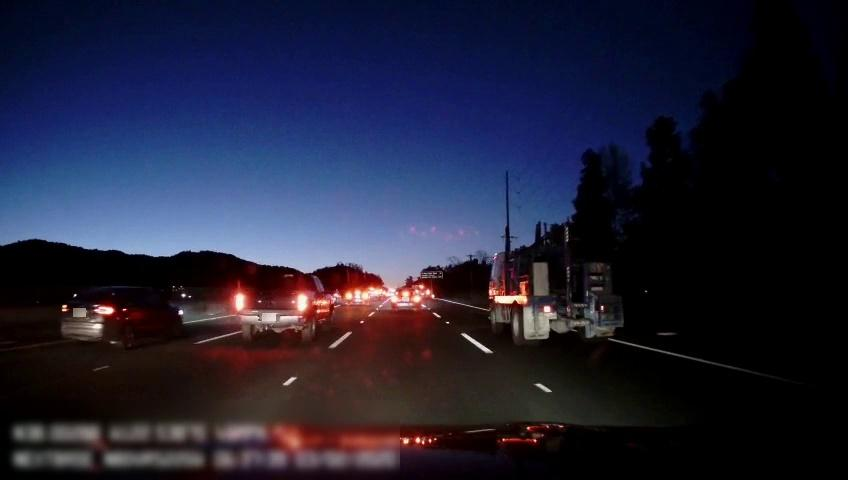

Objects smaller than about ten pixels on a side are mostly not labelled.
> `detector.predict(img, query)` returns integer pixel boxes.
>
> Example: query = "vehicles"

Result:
[60,283,185,351]
[330,286,345,306]
[237,273,335,345]
[352,286,372,303]
[391,286,421,309]
[488,245,625,348]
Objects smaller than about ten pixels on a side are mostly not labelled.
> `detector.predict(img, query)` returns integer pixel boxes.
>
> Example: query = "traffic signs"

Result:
[420,271,443,279]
